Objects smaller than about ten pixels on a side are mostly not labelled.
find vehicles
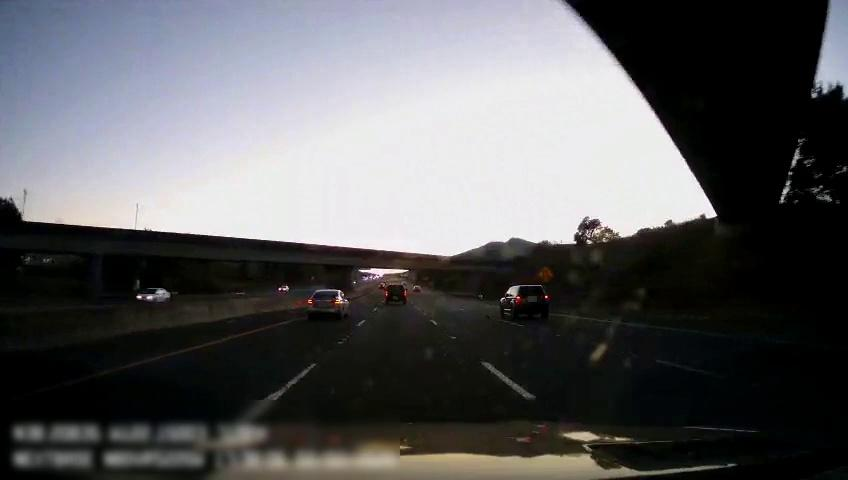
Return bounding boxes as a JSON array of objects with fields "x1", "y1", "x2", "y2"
[
  {"x1": 135, "y1": 288, "x2": 170, "y2": 304},
  {"x1": 278, "y1": 286, "x2": 289, "y2": 292},
  {"x1": 307, "y1": 289, "x2": 350, "y2": 320},
  {"x1": 384, "y1": 283, "x2": 407, "y2": 305},
  {"x1": 498, "y1": 284, "x2": 549, "y2": 321}
]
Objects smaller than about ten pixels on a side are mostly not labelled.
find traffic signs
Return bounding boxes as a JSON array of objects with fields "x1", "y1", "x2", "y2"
[{"x1": 537, "y1": 267, "x2": 554, "y2": 283}]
